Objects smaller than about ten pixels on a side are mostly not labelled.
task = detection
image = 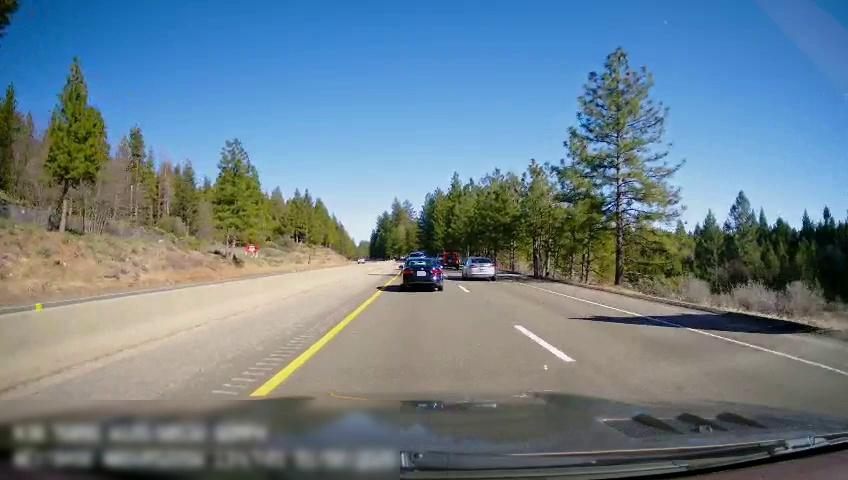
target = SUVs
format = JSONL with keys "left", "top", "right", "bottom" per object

{"left": 403, "top": 253, "right": 426, "bottom": 263}
{"left": 442, "top": 254, "right": 459, "bottom": 270}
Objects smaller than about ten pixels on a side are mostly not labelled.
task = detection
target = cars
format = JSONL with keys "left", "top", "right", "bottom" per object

{"left": 397, "top": 258, "right": 441, "bottom": 292}
{"left": 462, "top": 256, "right": 496, "bottom": 281}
